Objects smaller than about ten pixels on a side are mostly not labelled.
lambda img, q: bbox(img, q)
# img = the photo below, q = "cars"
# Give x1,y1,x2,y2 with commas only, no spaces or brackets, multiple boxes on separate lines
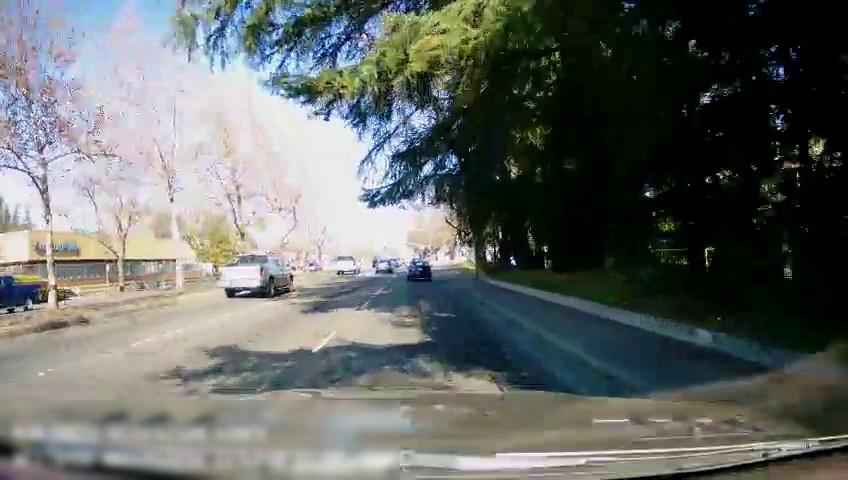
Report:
375,257,393,273
407,261,433,281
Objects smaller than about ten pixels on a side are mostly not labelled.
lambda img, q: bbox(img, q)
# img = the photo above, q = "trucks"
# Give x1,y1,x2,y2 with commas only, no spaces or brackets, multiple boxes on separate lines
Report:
334,256,360,275
0,272,42,314
220,252,294,298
